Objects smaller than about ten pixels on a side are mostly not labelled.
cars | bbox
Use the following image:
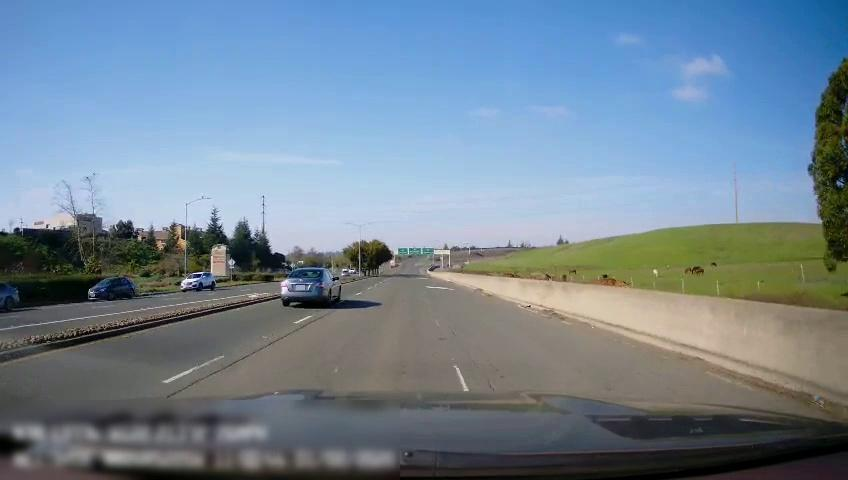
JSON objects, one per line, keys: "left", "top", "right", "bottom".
{"left": 280, "top": 266, "right": 343, "bottom": 307}
{"left": 0, "top": 283, "right": 21, "bottom": 310}
{"left": 87, "top": 275, "right": 137, "bottom": 302}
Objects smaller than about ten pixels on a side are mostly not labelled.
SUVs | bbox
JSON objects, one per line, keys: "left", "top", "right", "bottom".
{"left": 180, "top": 271, "right": 217, "bottom": 292}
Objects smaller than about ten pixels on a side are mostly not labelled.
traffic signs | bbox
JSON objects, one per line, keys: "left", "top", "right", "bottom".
{"left": 421, "top": 247, "right": 435, "bottom": 257}
{"left": 408, "top": 247, "right": 422, "bottom": 257}
{"left": 397, "top": 247, "right": 409, "bottom": 257}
